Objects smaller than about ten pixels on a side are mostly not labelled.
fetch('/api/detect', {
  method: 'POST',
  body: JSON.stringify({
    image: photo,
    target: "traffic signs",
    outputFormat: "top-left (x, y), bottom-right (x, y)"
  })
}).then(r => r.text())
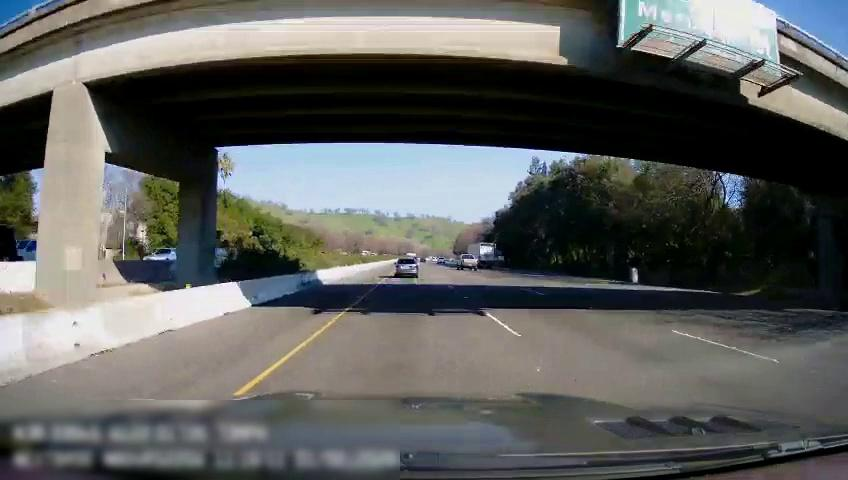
top-left (616, 0), bottom-right (782, 84)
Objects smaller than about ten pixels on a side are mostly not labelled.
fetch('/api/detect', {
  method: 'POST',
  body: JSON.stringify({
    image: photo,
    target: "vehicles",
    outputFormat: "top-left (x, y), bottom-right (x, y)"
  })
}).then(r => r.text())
top-left (467, 242), bottom-right (496, 269)
top-left (0, 219), bottom-right (25, 263)
top-left (456, 253), bottom-right (478, 272)
top-left (142, 247), bottom-right (178, 262)
top-left (8, 239), bottom-right (38, 263)
top-left (405, 252), bottom-right (417, 257)
top-left (393, 258), bottom-right (418, 278)
top-left (360, 250), bottom-right (372, 256)
top-left (214, 246), bottom-right (228, 257)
